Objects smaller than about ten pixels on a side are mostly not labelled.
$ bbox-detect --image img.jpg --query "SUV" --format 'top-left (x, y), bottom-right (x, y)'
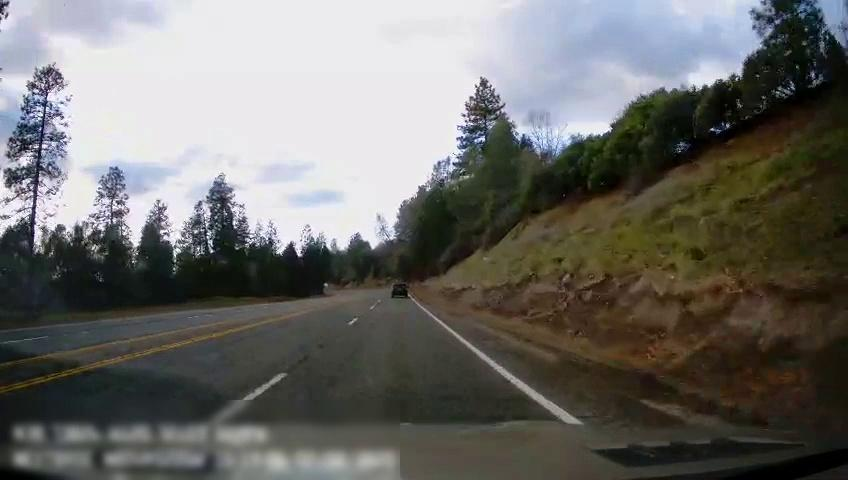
top-left (391, 283), bottom-right (409, 299)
